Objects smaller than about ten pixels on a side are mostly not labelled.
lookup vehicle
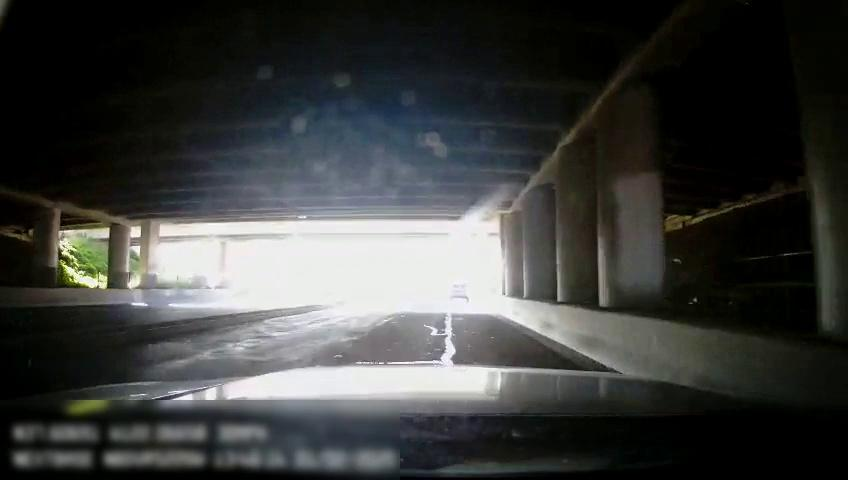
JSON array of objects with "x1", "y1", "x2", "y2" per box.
[{"x1": 447, "y1": 283, "x2": 470, "y2": 302}]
